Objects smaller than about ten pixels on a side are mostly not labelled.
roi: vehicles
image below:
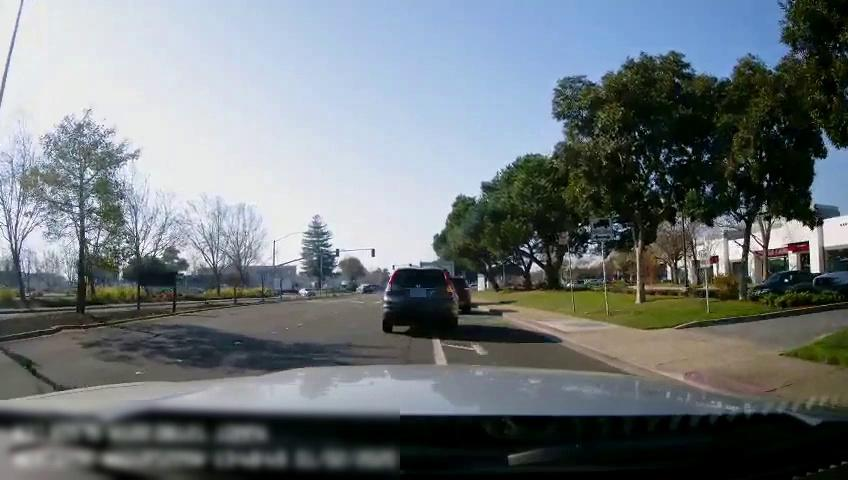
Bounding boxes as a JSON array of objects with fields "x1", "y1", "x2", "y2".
[
  {"x1": 382, "y1": 268, "x2": 458, "y2": 333},
  {"x1": 451, "y1": 277, "x2": 473, "y2": 312},
  {"x1": 298, "y1": 288, "x2": 315, "y2": 296},
  {"x1": 357, "y1": 283, "x2": 374, "y2": 293}
]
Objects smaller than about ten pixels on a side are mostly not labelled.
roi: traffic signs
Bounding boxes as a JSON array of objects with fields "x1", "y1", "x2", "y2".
[{"x1": 591, "y1": 217, "x2": 612, "y2": 240}]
